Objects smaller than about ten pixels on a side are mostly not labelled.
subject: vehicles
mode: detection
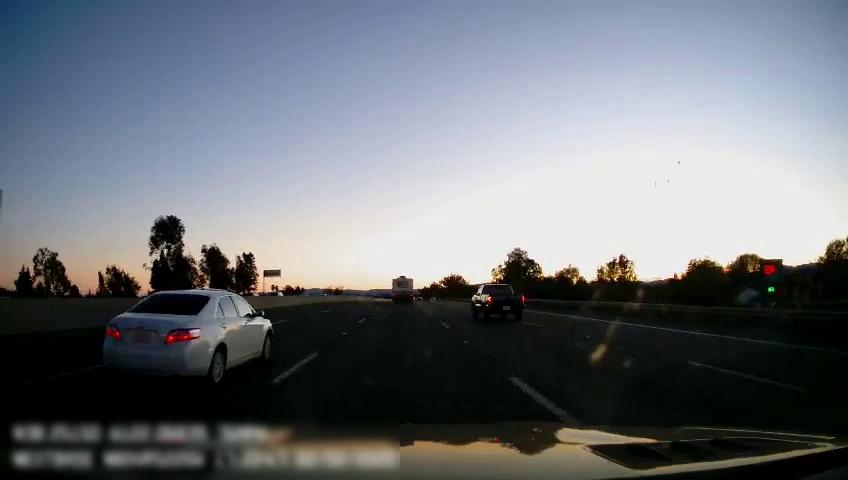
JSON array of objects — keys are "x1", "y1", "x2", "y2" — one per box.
[
  {"x1": 392, "y1": 278, "x2": 413, "y2": 303},
  {"x1": 269, "y1": 292, "x2": 285, "y2": 297},
  {"x1": 471, "y1": 284, "x2": 527, "y2": 322},
  {"x1": 102, "y1": 289, "x2": 275, "y2": 387}
]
